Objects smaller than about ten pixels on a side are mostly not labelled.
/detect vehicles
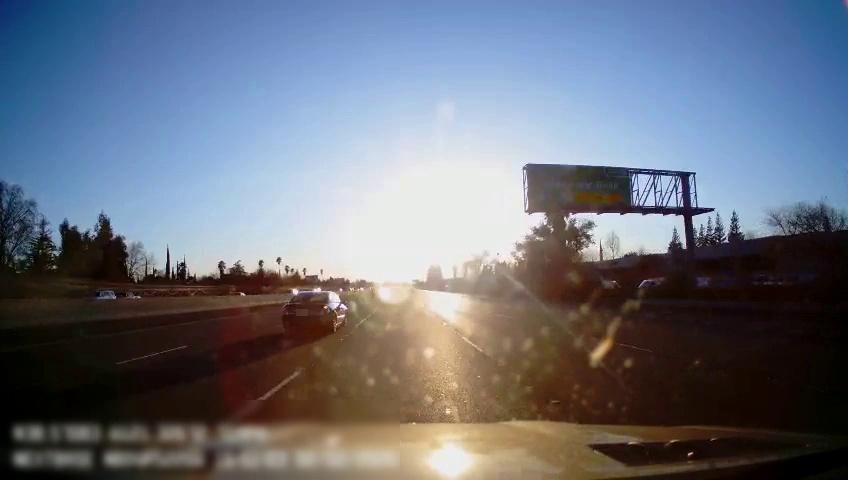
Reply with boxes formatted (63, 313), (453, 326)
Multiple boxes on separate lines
(113, 292), (141, 300)
(285, 288), (298, 294)
(90, 289), (117, 300)
(280, 291), (349, 334)
(231, 291), (247, 296)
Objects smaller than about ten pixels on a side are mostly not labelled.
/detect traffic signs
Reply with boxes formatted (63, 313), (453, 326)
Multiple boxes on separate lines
(526, 163), (632, 212)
